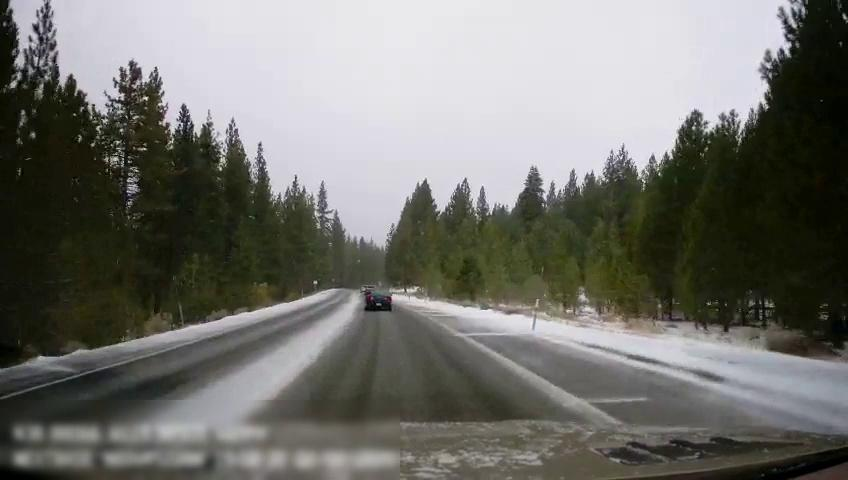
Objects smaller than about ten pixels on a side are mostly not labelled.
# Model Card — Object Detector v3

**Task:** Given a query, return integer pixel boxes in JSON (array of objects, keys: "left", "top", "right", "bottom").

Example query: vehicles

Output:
[
  {"left": 364, "top": 288, "right": 392, "bottom": 312},
  {"left": 360, "top": 284, "right": 368, "bottom": 294},
  {"left": 364, "top": 285, "right": 375, "bottom": 296}
]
